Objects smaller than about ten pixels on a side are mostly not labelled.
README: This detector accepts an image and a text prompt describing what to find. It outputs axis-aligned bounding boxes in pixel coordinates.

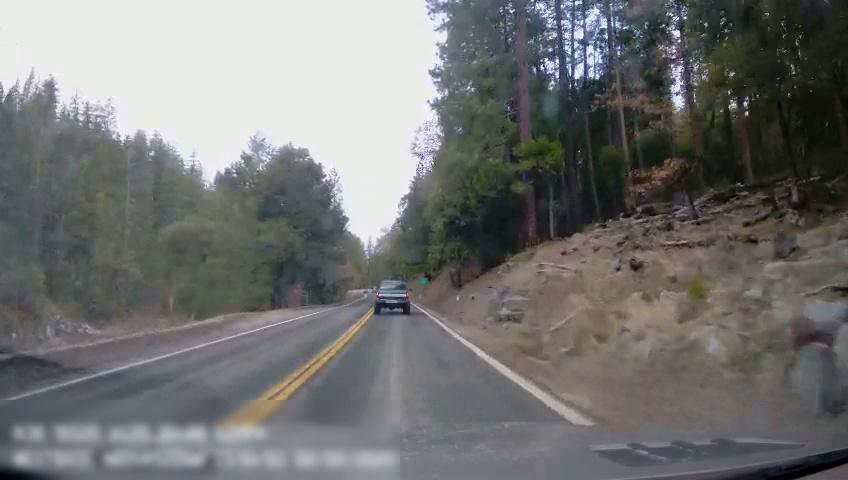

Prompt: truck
[372,279,412,316]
